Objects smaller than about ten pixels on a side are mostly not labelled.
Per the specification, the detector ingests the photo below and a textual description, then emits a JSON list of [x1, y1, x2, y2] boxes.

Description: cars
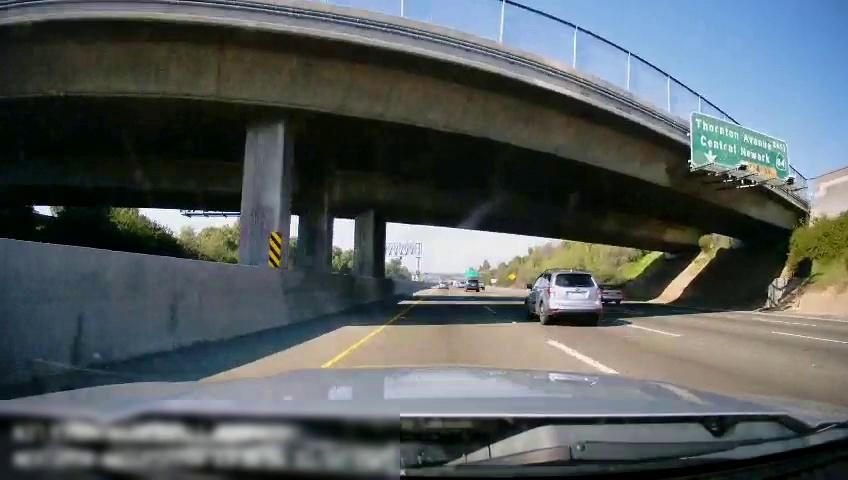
[[597, 284, 623, 305]]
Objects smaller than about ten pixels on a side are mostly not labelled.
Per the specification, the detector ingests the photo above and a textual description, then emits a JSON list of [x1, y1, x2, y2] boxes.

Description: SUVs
[[527, 271, 602, 326], [464, 279, 480, 293]]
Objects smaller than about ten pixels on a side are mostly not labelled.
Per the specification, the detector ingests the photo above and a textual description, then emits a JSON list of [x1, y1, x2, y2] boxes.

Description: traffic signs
[[690, 110, 790, 180], [269, 231, 281, 269]]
